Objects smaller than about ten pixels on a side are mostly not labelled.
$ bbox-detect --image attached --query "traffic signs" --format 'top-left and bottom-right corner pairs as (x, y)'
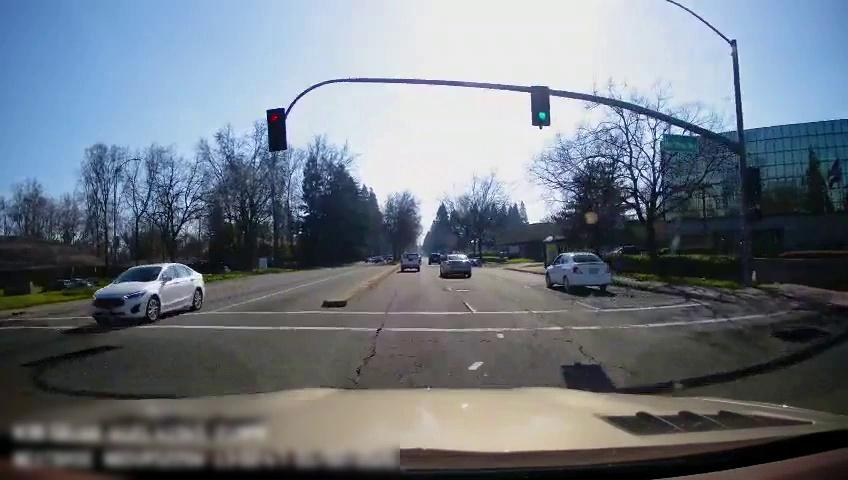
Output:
(664, 134), (697, 152)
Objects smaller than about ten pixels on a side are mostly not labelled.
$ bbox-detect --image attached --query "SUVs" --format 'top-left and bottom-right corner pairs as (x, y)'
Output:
(428, 252), (442, 264)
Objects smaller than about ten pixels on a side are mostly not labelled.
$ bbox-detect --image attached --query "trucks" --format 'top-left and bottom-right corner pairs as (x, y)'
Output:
(400, 253), (421, 271)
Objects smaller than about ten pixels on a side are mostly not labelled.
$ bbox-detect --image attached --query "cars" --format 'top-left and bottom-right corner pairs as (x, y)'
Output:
(89, 263), (205, 323)
(545, 253), (609, 293)
(440, 254), (472, 278)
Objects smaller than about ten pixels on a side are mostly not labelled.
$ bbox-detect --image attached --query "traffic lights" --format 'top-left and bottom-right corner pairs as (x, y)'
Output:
(530, 86), (552, 131)
(265, 107), (288, 152)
